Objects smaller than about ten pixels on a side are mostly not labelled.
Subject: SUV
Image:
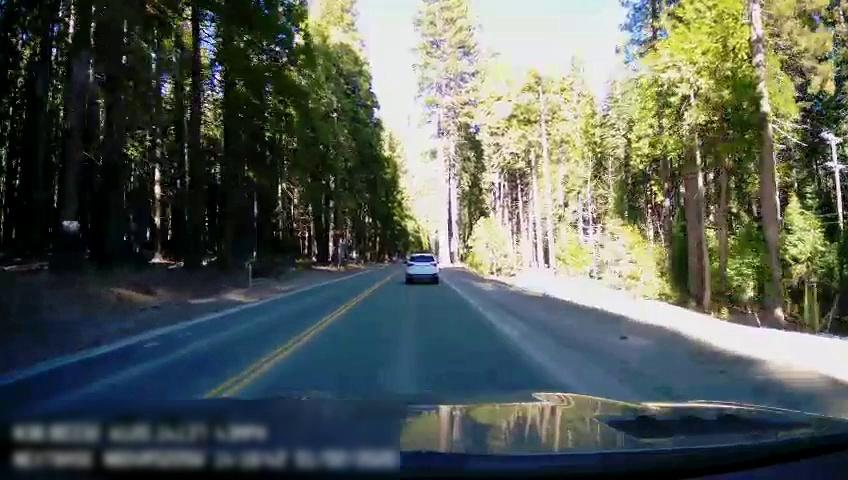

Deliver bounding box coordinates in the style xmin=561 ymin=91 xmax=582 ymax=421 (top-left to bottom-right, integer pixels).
xmin=405 ymin=253 xmax=440 ymax=284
